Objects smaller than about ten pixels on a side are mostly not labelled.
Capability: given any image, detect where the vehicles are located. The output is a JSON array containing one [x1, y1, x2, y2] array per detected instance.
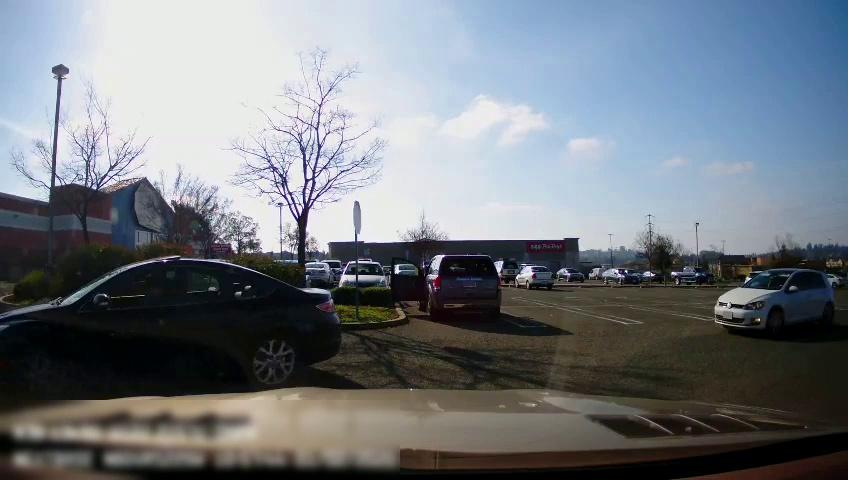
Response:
[[745, 270, 764, 283], [514, 266, 555, 290], [826, 272, 841, 290], [713, 268, 838, 333], [0, 256, 344, 395], [391, 253, 502, 319]]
